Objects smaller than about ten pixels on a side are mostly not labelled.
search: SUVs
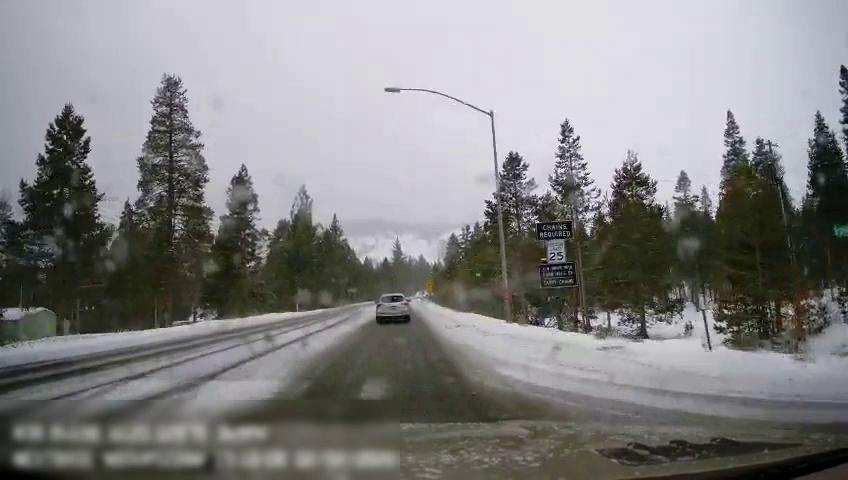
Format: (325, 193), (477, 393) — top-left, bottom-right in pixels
(373, 293), (413, 323)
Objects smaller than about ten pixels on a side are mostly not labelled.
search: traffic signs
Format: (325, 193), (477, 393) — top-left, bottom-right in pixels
(834, 226), (848, 239)
(534, 220), (574, 241)
(546, 238), (567, 263)
(537, 261), (579, 290)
